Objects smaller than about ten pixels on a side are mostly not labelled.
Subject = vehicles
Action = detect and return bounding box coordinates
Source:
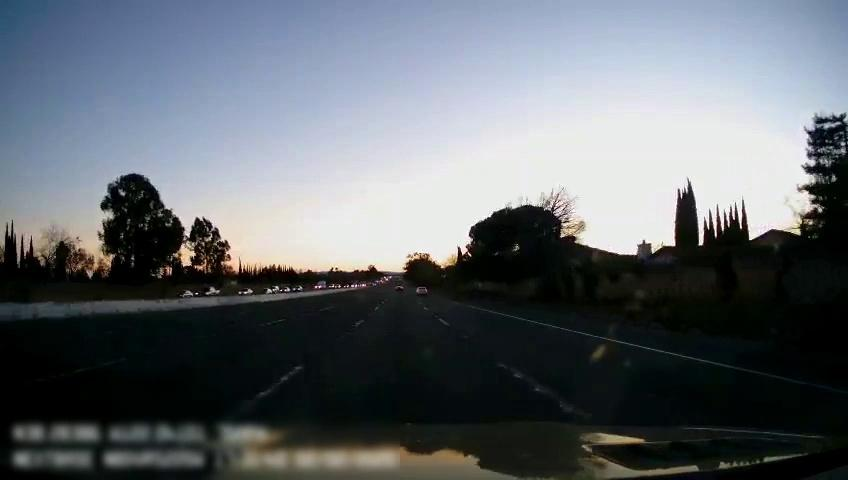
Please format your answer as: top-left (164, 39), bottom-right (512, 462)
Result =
top-left (291, 284), bottom-right (303, 293)
top-left (195, 286), bottom-right (221, 297)
top-left (238, 287), bottom-right (254, 296)
top-left (176, 290), bottom-right (194, 298)
top-left (416, 286), bottom-right (428, 296)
